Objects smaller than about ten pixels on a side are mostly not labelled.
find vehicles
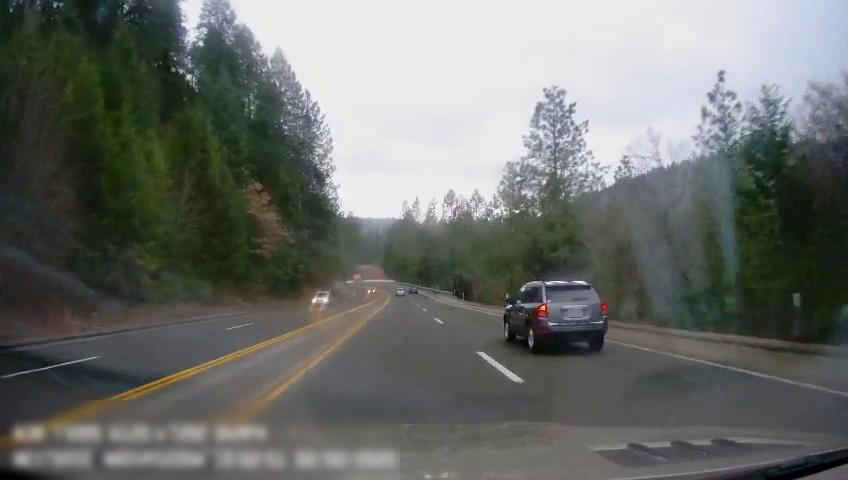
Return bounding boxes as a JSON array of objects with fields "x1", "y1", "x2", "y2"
[
  {"x1": 395, "y1": 287, "x2": 406, "y2": 297},
  {"x1": 408, "y1": 288, "x2": 419, "y2": 296},
  {"x1": 311, "y1": 290, "x2": 332, "y2": 307},
  {"x1": 502, "y1": 280, "x2": 608, "y2": 355}
]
